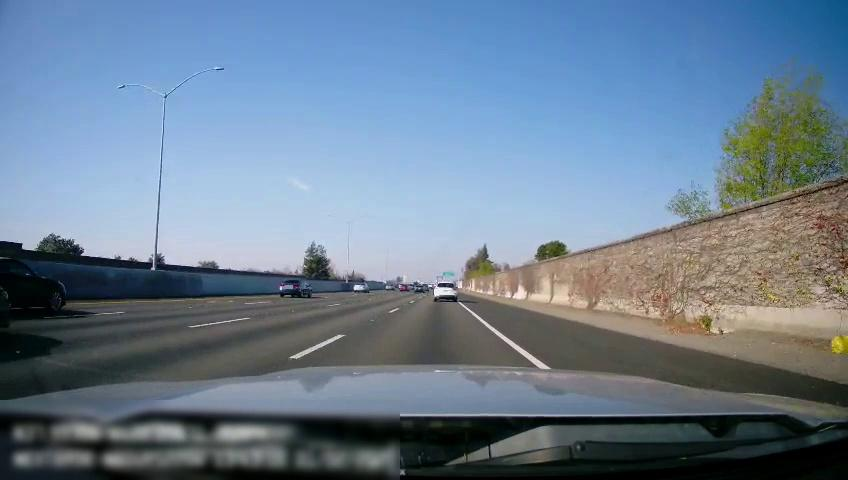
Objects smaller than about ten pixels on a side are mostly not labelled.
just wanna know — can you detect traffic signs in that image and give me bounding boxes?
[443,272,455,277]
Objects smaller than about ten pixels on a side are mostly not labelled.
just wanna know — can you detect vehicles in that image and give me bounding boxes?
[414,285,425,293]
[0,287,10,328]
[353,282,370,293]
[0,256,68,316]
[279,279,313,298]
[433,281,459,302]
